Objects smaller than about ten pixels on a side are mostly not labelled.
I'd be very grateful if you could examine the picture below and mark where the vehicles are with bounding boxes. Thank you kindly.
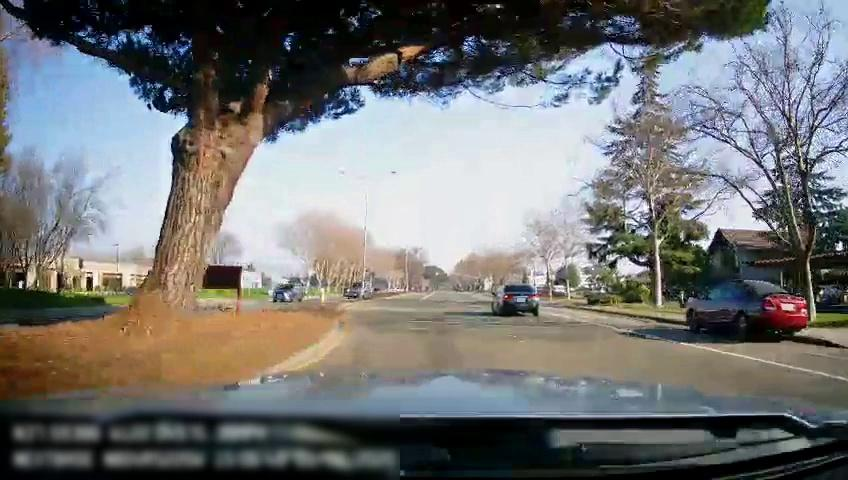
[684,279,809,343]
[343,281,371,300]
[489,283,544,317]
[271,281,306,303]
